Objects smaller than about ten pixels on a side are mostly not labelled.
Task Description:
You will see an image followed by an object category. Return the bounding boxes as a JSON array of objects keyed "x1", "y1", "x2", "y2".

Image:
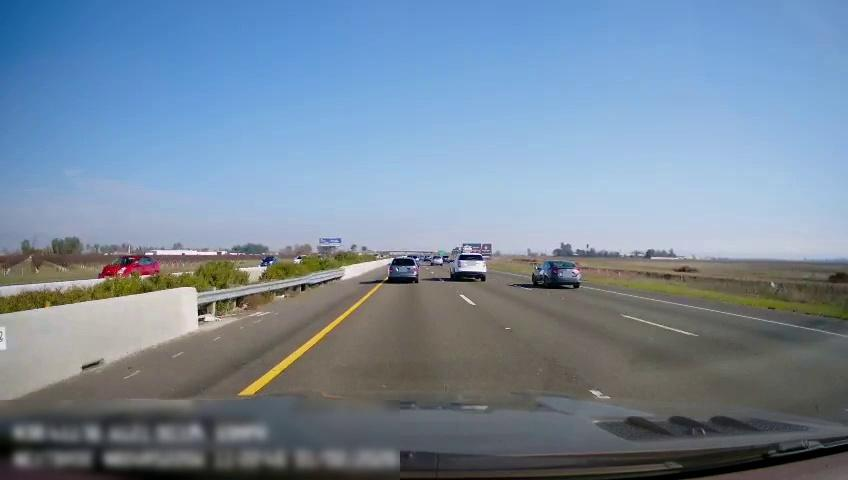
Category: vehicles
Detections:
[
  {"x1": 409, "y1": 255, "x2": 422, "y2": 269},
  {"x1": 429, "y1": 254, "x2": 444, "y2": 266},
  {"x1": 447, "y1": 252, "x2": 487, "y2": 282},
  {"x1": 98, "y1": 254, "x2": 161, "y2": 279},
  {"x1": 531, "y1": 260, "x2": 581, "y2": 290},
  {"x1": 387, "y1": 257, "x2": 419, "y2": 284},
  {"x1": 260, "y1": 255, "x2": 280, "y2": 267},
  {"x1": 292, "y1": 254, "x2": 307, "y2": 264}
]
